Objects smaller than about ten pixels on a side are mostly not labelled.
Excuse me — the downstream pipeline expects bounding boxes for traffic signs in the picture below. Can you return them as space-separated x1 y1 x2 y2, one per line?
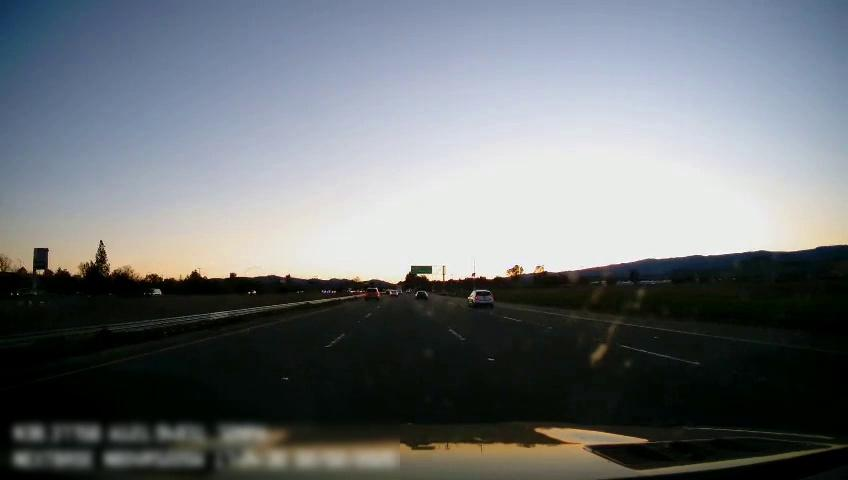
411 265 433 274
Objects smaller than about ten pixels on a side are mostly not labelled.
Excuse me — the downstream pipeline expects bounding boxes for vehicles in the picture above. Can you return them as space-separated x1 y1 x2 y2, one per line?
364 288 380 302
467 290 494 310
414 291 429 301
247 287 263 296
144 288 162 297
10 288 37 297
